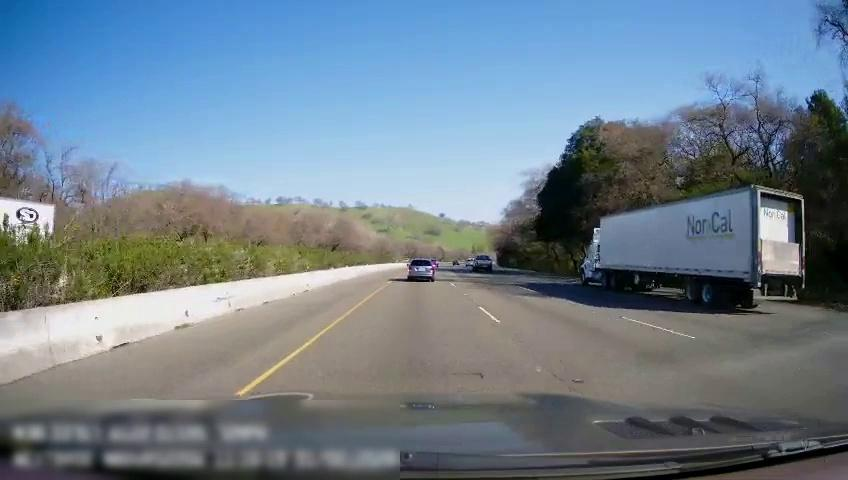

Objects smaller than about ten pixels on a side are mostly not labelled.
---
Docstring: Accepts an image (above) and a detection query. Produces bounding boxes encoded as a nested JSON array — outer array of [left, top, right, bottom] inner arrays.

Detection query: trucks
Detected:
[[0, 197, 55, 248], [578, 183, 806, 311], [472, 255, 493, 272]]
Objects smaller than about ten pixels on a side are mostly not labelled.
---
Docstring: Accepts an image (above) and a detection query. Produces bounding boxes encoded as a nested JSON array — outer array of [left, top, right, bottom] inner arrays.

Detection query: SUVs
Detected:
[[406, 258, 434, 282]]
